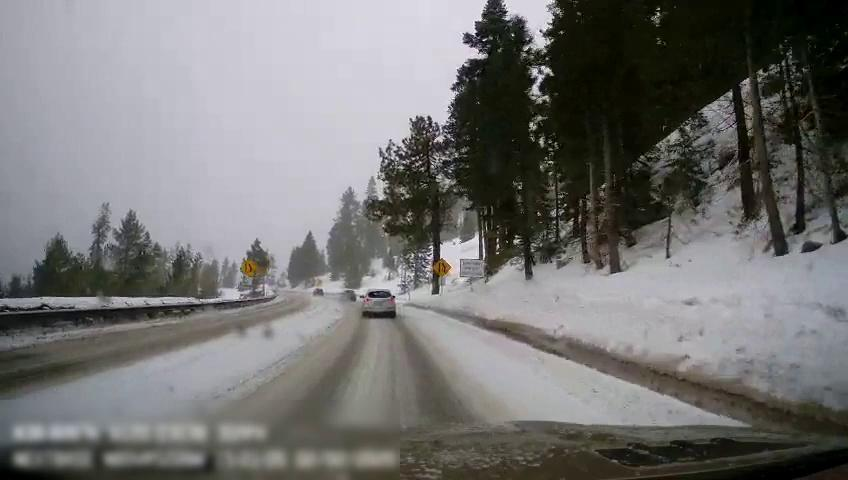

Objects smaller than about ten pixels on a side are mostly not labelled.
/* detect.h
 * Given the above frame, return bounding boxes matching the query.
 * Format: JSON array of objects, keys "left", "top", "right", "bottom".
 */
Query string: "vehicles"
[
  {"left": 340, "top": 288, "right": 358, "bottom": 302},
  {"left": 312, "top": 287, "right": 324, "bottom": 296},
  {"left": 360, "top": 288, "right": 397, "bottom": 319}
]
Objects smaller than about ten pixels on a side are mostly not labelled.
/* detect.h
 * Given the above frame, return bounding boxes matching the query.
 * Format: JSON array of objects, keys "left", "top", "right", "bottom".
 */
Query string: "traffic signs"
[
  {"left": 241, "top": 258, "right": 259, "bottom": 278},
  {"left": 458, "top": 258, "right": 485, "bottom": 279},
  {"left": 431, "top": 257, "right": 453, "bottom": 280}
]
